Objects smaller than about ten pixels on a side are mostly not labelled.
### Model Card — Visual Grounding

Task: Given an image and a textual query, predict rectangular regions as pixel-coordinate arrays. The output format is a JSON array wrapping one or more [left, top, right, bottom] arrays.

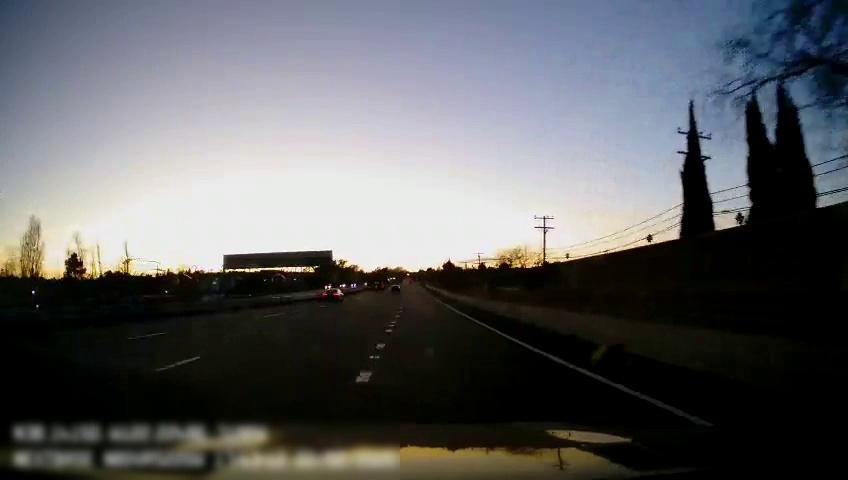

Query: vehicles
[[322, 287, 346, 304], [391, 284, 402, 294]]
